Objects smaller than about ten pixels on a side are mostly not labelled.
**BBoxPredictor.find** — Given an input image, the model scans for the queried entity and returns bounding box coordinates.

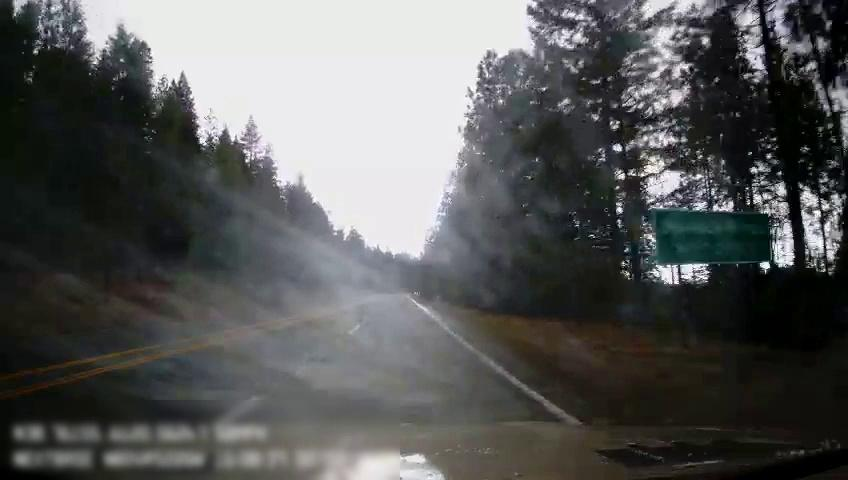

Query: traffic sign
[650,207,773,263]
